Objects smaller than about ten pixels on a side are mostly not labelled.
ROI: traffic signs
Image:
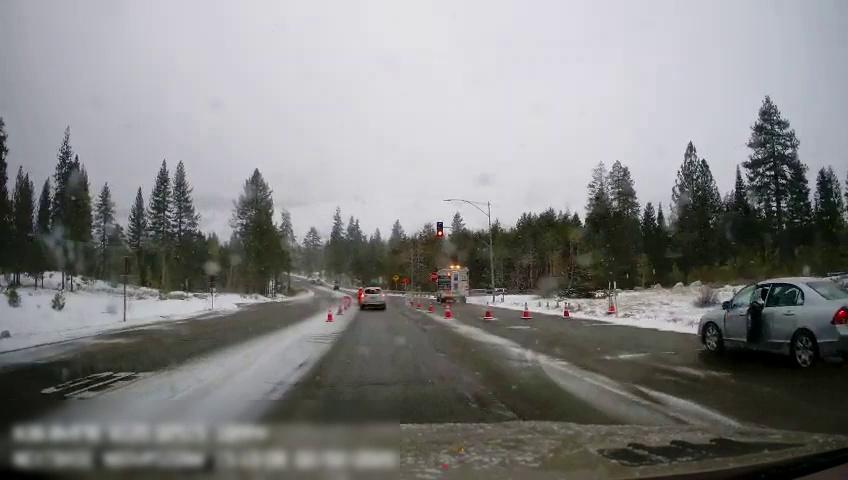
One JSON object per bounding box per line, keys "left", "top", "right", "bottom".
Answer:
{"left": 437, "top": 274, "right": 451, "bottom": 283}
{"left": 430, "top": 272, "right": 438, "bottom": 283}
{"left": 437, "top": 281, "right": 450, "bottom": 290}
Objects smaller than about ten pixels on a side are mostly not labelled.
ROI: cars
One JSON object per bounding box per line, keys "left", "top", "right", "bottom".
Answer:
{"left": 697, "top": 276, "right": 848, "bottom": 372}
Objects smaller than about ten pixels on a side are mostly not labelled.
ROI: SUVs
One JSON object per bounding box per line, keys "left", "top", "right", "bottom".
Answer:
{"left": 359, "top": 286, "right": 387, "bottom": 310}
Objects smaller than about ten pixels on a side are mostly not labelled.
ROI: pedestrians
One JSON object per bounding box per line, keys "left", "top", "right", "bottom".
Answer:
{"left": 357, "top": 289, "right": 363, "bottom": 305}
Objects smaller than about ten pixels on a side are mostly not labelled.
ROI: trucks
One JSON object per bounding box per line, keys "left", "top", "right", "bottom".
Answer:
{"left": 430, "top": 267, "right": 470, "bottom": 305}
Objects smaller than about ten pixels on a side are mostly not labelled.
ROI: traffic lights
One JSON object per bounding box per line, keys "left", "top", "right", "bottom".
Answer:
{"left": 436, "top": 221, "right": 444, "bottom": 239}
